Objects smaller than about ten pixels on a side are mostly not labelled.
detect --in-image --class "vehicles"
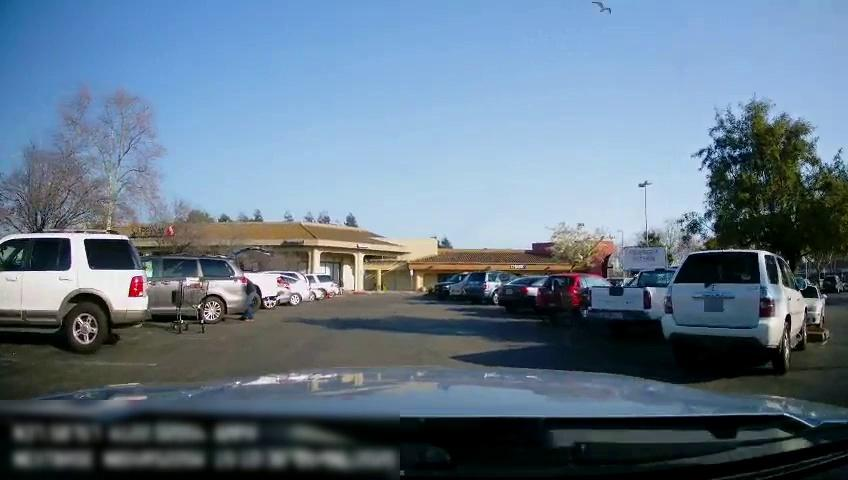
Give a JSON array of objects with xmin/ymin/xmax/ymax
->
[
  {"xmin": 592, "ymin": 269, "xmax": 678, "ymax": 344},
  {"xmin": 465, "ymin": 272, "xmax": 519, "ymax": 305},
  {"xmin": 583, "ymin": 286, "xmax": 593, "ymax": 321},
  {"xmin": 0, "ymin": 229, "xmax": 148, "ymax": 355},
  {"xmin": 663, "ymin": 250, "xmax": 809, "ymax": 373},
  {"xmin": 497, "ymin": 276, "xmax": 550, "ymax": 312},
  {"xmin": 308, "ymin": 288, "xmax": 325, "ymax": 303},
  {"xmin": 241, "ymin": 273, "xmax": 282, "ymax": 309},
  {"xmin": 280, "ymin": 274, "xmax": 306, "ymax": 307},
  {"xmin": 301, "ymin": 274, "xmax": 337, "ymax": 300},
  {"xmin": 139, "ymin": 246, "xmax": 273, "ymax": 324},
  {"xmin": 260, "ymin": 280, "xmax": 289, "ymax": 311},
  {"xmin": 822, "ymin": 276, "xmax": 843, "ymax": 293},
  {"xmin": 449, "ymin": 276, "xmax": 470, "ymax": 298},
  {"xmin": 538, "ymin": 273, "xmax": 616, "ymax": 320},
  {"xmin": 605, "ymin": 277, "xmax": 634, "ymax": 287},
  {"xmin": 266, "ymin": 271, "xmax": 312, "ymax": 298},
  {"xmin": 800, "ymin": 286, "xmax": 826, "ymax": 332},
  {"xmin": 432, "ymin": 272, "xmax": 473, "ymax": 298}
]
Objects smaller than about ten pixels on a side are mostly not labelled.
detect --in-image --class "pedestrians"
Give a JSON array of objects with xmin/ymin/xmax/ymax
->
[{"xmin": 243, "ymin": 278, "xmax": 257, "ymax": 320}]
